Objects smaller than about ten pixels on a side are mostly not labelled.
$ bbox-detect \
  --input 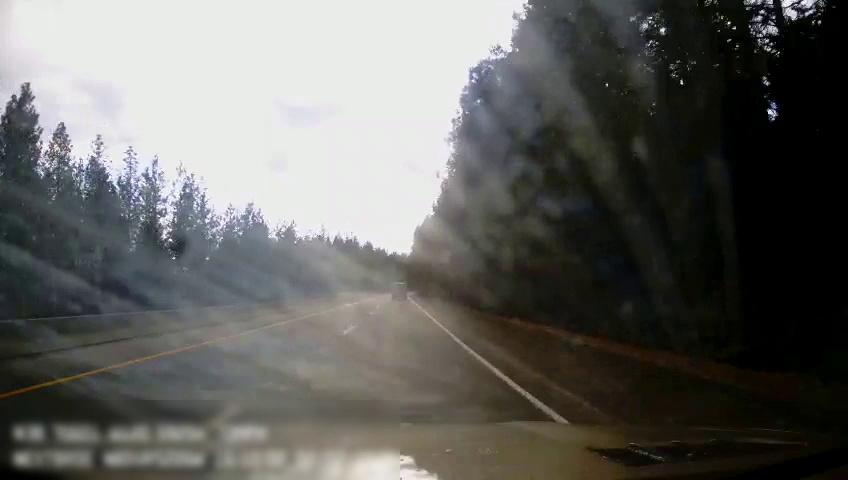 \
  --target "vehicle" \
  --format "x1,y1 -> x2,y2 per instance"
391,282 -> 407,301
